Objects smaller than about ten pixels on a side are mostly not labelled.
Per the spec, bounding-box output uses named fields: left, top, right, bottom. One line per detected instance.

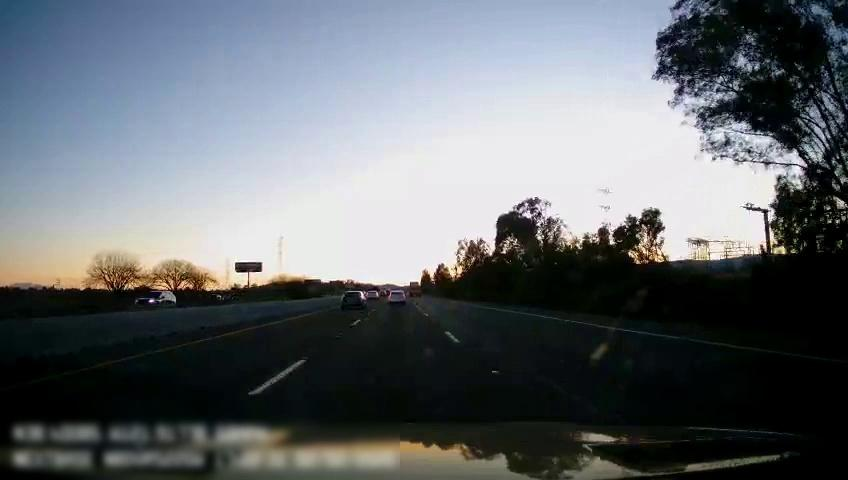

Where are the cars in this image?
left=365, top=290, right=381, bottom=300
left=340, top=290, right=370, bottom=313
left=387, top=289, right=407, bottom=306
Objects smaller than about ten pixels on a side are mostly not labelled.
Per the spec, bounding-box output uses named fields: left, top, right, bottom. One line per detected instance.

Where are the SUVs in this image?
left=133, top=290, right=177, bottom=308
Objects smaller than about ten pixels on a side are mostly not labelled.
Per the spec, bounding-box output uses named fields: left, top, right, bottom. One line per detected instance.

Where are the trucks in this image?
left=409, top=282, right=421, bottom=297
